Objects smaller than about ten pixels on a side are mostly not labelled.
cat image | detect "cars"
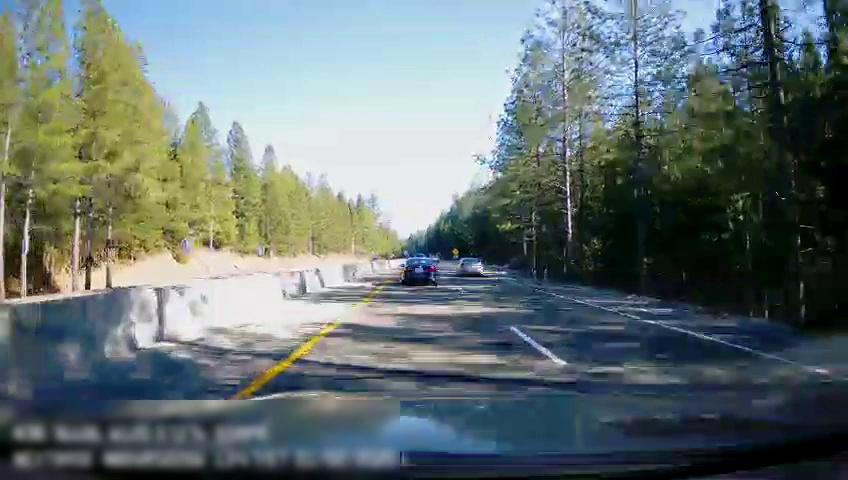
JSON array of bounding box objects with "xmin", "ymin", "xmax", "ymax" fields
[
  {"xmin": 399, "ymin": 257, "xmax": 438, "ymax": 287},
  {"xmin": 455, "ymin": 257, "xmax": 484, "ymax": 278}
]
